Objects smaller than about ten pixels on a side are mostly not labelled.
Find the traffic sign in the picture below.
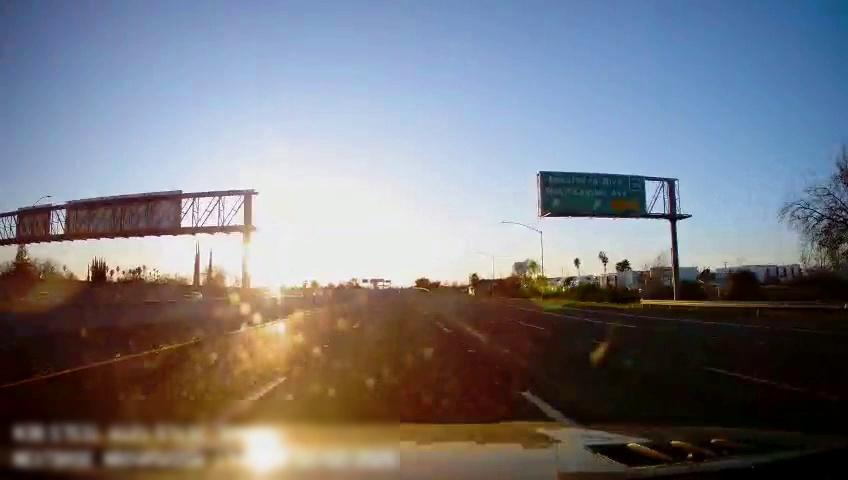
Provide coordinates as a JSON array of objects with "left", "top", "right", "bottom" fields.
[{"left": 540, "top": 170, "right": 646, "bottom": 217}]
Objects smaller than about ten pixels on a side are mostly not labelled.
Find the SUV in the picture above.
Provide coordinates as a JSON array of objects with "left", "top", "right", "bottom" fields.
[{"left": 183, "top": 292, "right": 203, "bottom": 302}]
